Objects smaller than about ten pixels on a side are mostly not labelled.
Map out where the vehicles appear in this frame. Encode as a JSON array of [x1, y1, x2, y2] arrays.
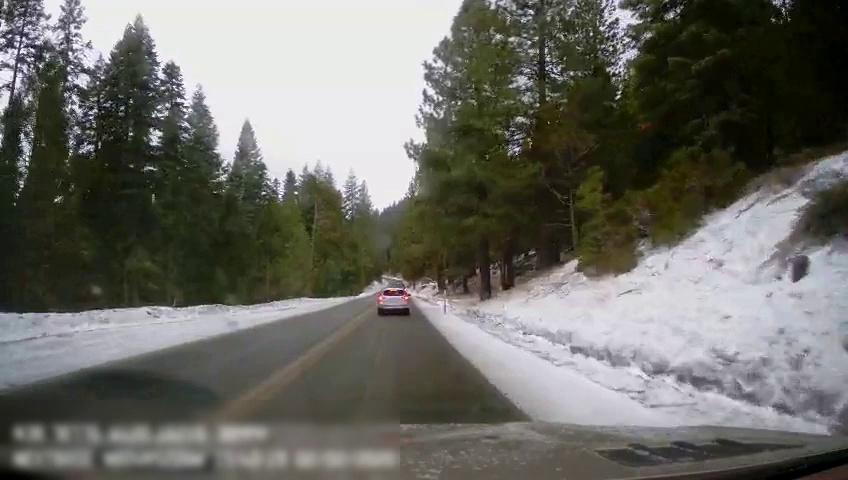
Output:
[[377, 287, 412, 316], [387, 283, 405, 288]]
